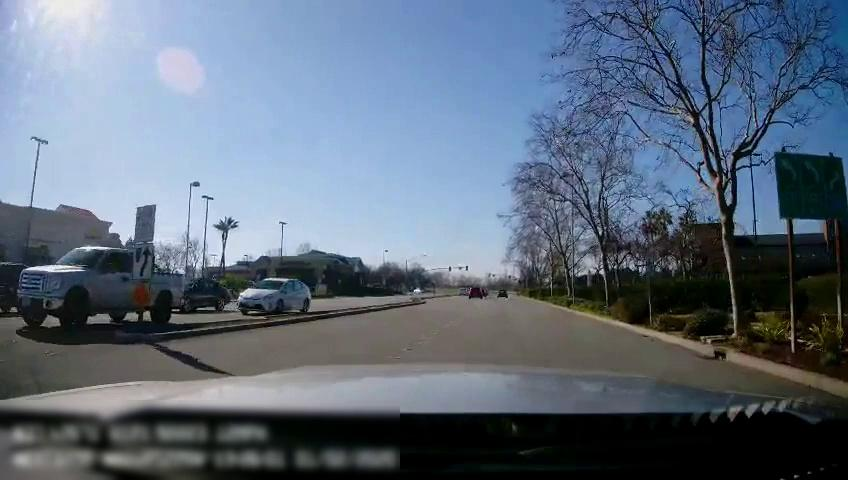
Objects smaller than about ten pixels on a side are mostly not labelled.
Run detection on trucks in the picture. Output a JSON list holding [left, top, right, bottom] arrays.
[[17, 247, 187, 335]]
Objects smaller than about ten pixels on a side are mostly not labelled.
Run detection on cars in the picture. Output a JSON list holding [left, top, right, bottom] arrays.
[[238, 278, 311, 317], [180, 278, 230, 315], [497, 288, 508, 298], [468, 287, 482, 299]]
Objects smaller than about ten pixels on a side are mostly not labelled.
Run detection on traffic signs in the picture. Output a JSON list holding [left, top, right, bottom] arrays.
[[132, 244, 154, 279]]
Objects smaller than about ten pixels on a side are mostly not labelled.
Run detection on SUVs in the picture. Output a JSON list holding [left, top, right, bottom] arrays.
[[0, 261, 32, 313]]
